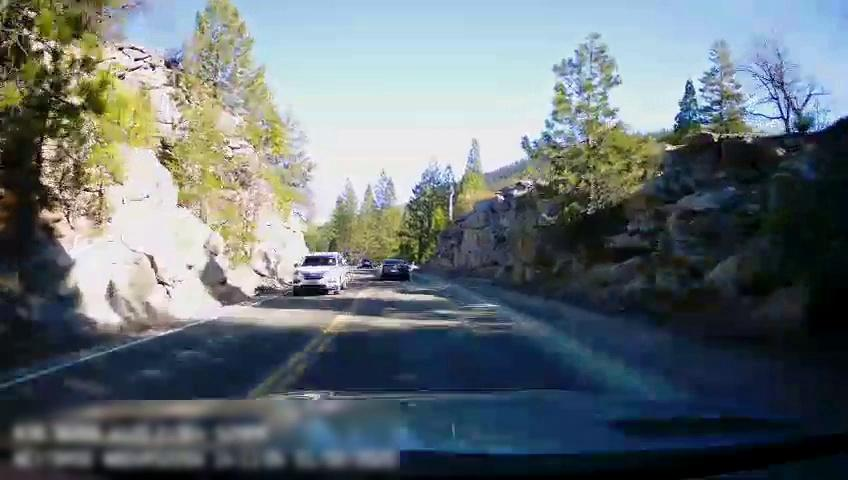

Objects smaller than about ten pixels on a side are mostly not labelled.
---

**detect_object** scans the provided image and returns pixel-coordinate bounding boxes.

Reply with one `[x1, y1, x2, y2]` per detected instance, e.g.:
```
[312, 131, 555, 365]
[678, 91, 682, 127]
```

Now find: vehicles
[357, 258, 372, 269]
[381, 258, 411, 281]
[292, 252, 347, 296]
